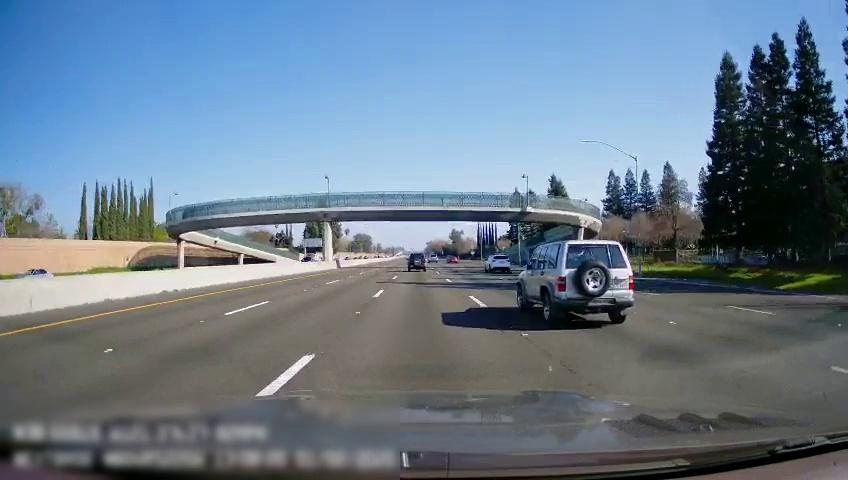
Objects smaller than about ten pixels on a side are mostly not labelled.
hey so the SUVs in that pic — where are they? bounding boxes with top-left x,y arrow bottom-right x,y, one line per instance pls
407,252 -> 427,272
516,240 -> 634,324
484,254 -> 512,274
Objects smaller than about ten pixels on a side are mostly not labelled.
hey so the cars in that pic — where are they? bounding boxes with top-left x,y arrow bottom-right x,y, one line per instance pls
11,269 -> 54,280
449,256 -> 460,264
428,254 -> 439,263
